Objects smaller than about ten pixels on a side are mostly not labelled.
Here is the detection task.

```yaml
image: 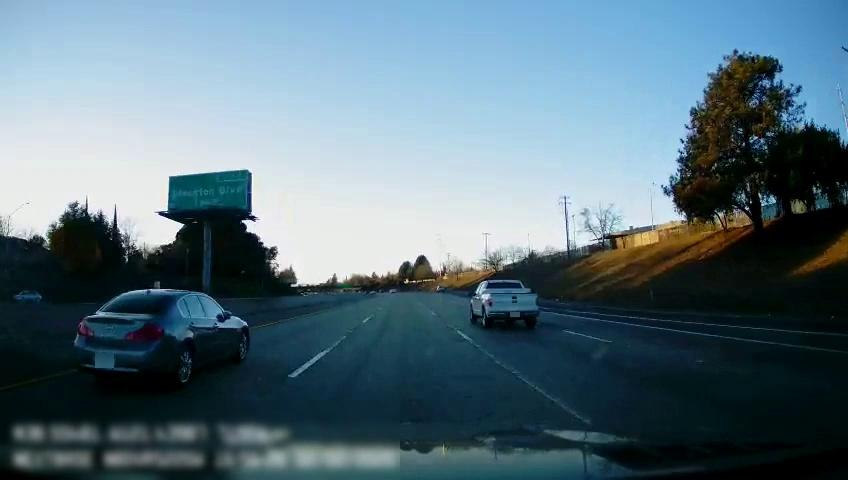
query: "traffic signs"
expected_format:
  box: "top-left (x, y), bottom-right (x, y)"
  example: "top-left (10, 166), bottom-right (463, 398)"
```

top-left (168, 169), bottom-right (251, 211)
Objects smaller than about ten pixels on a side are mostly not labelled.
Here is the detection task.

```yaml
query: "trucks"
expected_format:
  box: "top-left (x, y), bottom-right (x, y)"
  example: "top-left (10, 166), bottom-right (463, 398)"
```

top-left (468, 279), bottom-right (540, 329)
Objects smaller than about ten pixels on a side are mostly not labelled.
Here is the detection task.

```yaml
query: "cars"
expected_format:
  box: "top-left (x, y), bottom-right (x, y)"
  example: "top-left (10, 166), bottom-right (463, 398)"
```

top-left (71, 287), bottom-right (253, 390)
top-left (12, 290), bottom-right (43, 304)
